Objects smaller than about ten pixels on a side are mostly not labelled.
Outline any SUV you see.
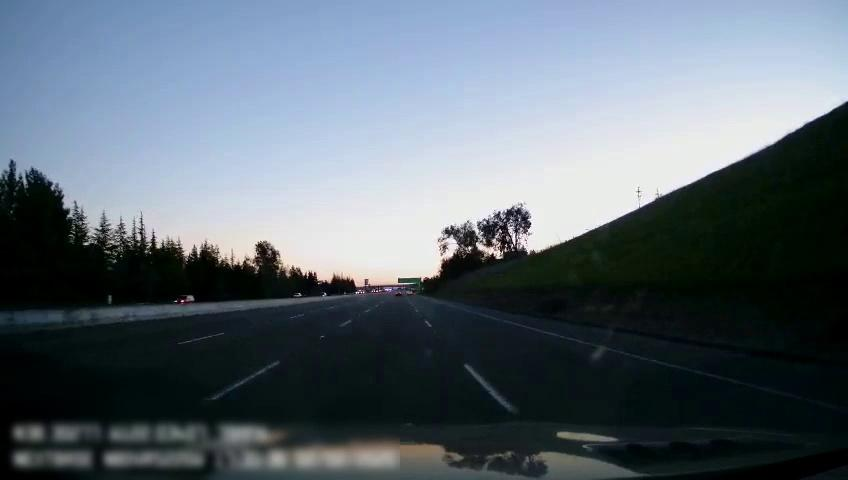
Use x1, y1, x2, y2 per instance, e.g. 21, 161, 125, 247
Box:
174, 294, 195, 305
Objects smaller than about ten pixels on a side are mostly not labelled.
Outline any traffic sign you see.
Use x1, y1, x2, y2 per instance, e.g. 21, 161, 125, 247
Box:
398, 277, 421, 284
